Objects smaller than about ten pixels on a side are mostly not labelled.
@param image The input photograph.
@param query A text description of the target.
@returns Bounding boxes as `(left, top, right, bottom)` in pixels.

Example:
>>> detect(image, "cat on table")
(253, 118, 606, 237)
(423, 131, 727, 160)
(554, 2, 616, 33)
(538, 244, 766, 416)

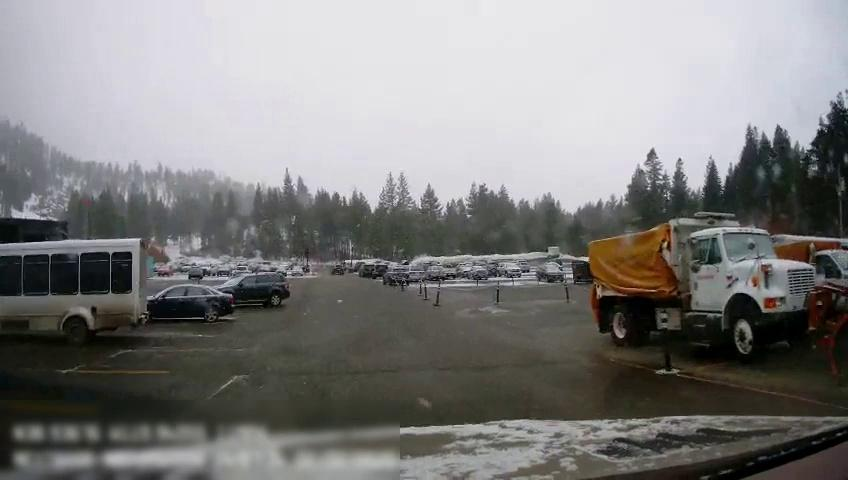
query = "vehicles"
(146, 283, 233, 326)
(370, 264, 388, 280)
(497, 262, 522, 279)
(291, 265, 304, 277)
(358, 263, 375, 278)
(536, 263, 565, 284)
(0, 238, 147, 349)
(775, 240, 848, 289)
(188, 265, 203, 280)
(214, 271, 289, 310)
(588, 217, 819, 362)
(382, 267, 411, 287)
